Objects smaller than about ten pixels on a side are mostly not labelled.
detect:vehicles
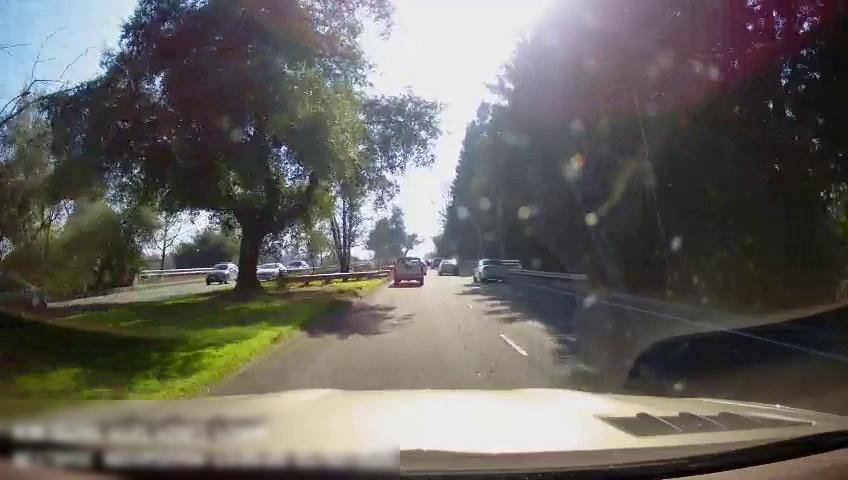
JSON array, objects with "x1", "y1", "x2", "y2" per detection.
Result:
[
  {"x1": 256, "y1": 263, "x2": 287, "y2": 281},
  {"x1": 438, "y1": 258, "x2": 460, "y2": 275},
  {"x1": 430, "y1": 258, "x2": 441, "y2": 270},
  {"x1": 286, "y1": 260, "x2": 310, "y2": 270},
  {"x1": 392, "y1": 255, "x2": 426, "y2": 286},
  {"x1": 471, "y1": 257, "x2": 506, "y2": 284},
  {"x1": 205, "y1": 263, "x2": 239, "y2": 285},
  {"x1": 0, "y1": 275, "x2": 45, "y2": 311}
]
